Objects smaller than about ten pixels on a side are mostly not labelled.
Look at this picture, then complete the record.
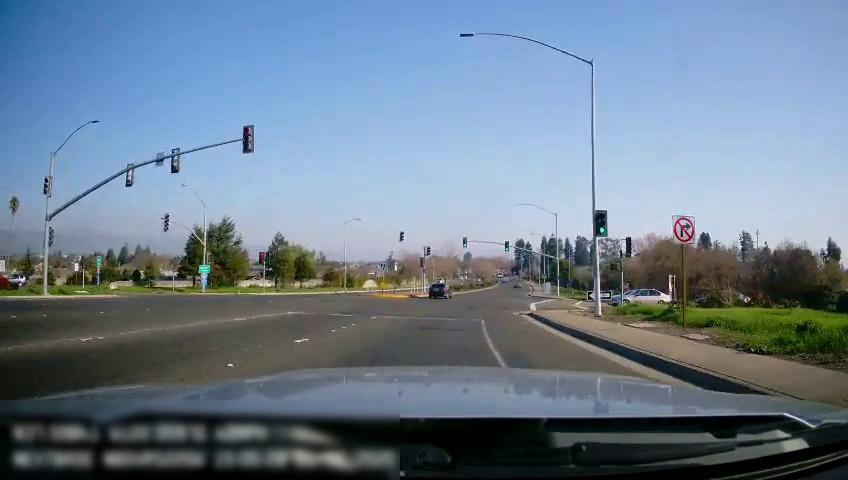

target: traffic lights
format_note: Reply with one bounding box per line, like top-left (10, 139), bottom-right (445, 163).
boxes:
top-left (462, 237), bottom-right (468, 248)
top-left (420, 257), bottom-right (425, 268)
top-left (259, 252), bottom-right (265, 264)
top-left (626, 237), bottom-right (632, 258)
top-left (125, 163), bottom-right (133, 188)
top-left (242, 125), bottom-right (255, 154)
top-left (163, 213), bottom-right (171, 233)
top-left (399, 231), bottom-right (405, 242)
top-left (171, 147), bottom-right (180, 174)
top-left (595, 209), bottom-right (608, 238)
top-left (505, 241), bottom-right (510, 252)
top-left (48, 226), bottom-right (55, 248)
top-left (43, 176), bottom-right (49, 195)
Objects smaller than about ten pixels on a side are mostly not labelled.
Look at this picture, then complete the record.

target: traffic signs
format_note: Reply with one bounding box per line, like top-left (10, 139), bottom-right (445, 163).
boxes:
top-left (199, 265), bottom-right (210, 274)
top-left (587, 290), bottom-right (612, 302)
top-left (672, 215), bottom-right (696, 244)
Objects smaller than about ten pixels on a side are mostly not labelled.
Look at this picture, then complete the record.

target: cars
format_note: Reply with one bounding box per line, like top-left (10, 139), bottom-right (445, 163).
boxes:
top-left (696, 290), bottom-right (753, 308)
top-left (428, 283), bottom-right (452, 299)
top-left (613, 289), bottom-right (671, 306)
top-left (606, 290), bottom-right (637, 306)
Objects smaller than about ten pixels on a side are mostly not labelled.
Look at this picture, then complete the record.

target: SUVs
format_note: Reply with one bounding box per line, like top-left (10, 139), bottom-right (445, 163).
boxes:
top-left (3, 273), bottom-right (27, 288)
